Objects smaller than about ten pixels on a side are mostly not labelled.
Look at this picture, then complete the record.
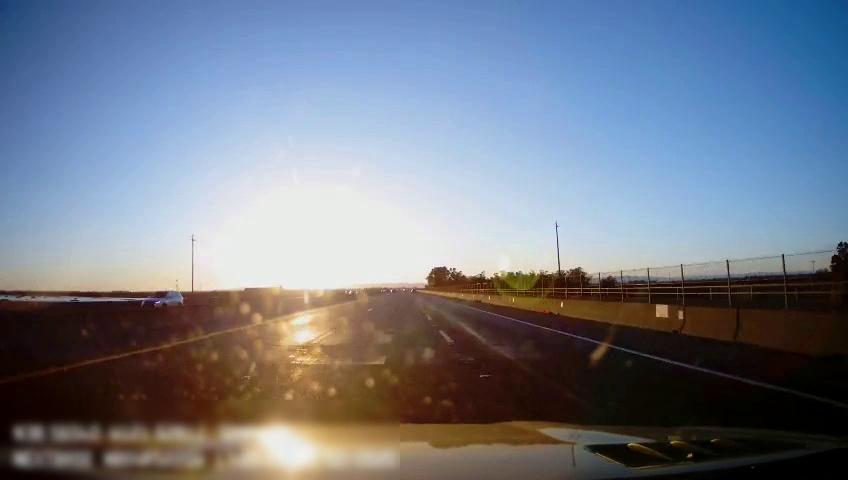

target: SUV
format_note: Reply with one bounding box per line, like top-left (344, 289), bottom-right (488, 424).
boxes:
top-left (141, 291), bottom-right (184, 308)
